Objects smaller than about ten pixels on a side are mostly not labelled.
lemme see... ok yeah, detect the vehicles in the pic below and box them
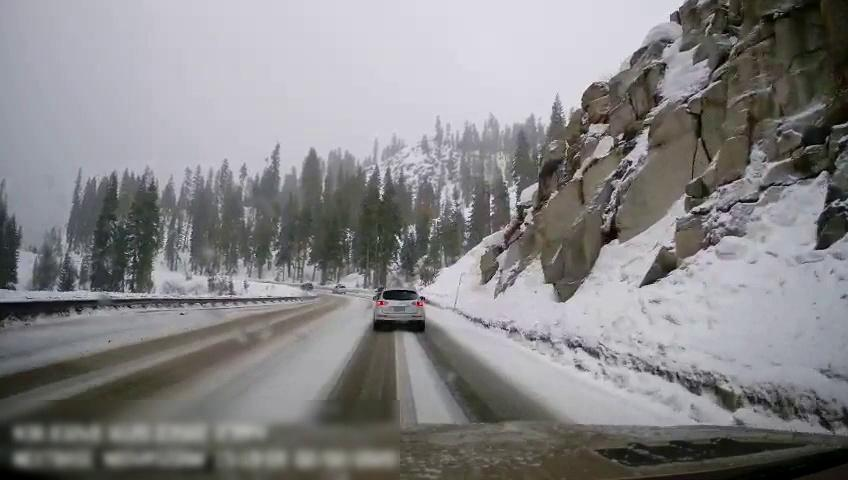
[300,281,314,290]
[373,287,426,333]
[373,287,386,296]
[331,284,347,295]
